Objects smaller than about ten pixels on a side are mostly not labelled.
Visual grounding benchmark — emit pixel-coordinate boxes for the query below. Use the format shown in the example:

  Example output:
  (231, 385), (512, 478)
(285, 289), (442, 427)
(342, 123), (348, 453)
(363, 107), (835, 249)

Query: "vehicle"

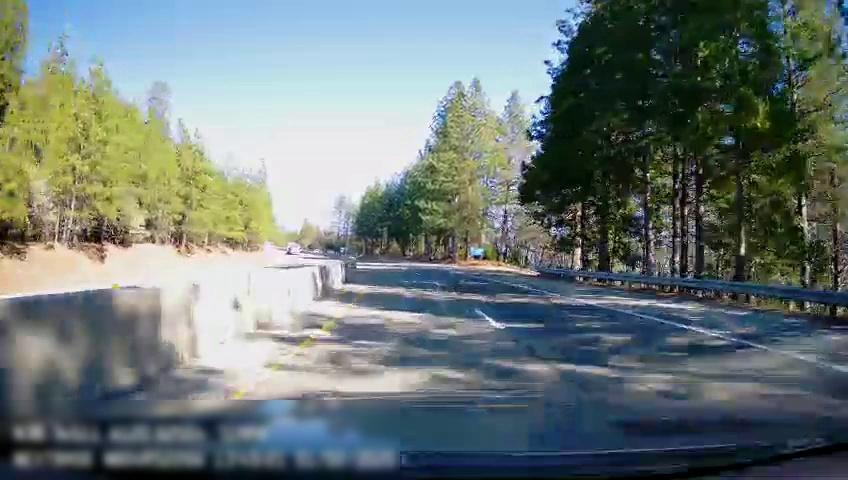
(286, 246), (299, 256)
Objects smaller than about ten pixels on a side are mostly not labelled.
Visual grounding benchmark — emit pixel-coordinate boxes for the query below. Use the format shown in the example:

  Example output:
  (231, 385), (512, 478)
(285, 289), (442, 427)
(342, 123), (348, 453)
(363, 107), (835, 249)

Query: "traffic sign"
(469, 248), (486, 257)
